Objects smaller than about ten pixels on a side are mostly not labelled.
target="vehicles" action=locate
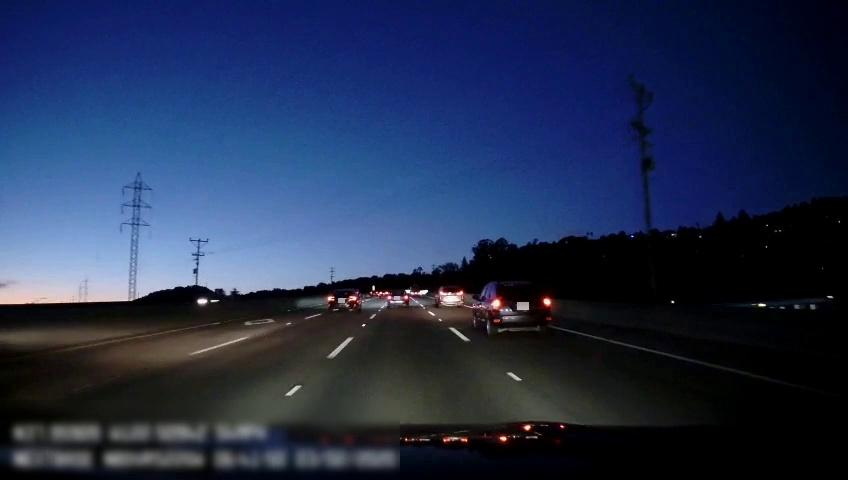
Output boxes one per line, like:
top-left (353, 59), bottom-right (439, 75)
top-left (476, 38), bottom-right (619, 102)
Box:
top-left (434, 285), bottom-right (465, 309)
top-left (472, 282), bottom-right (553, 342)
top-left (326, 288), bottom-right (363, 315)
top-left (386, 288), bottom-right (410, 308)
top-left (379, 290), bottom-right (389, 300)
